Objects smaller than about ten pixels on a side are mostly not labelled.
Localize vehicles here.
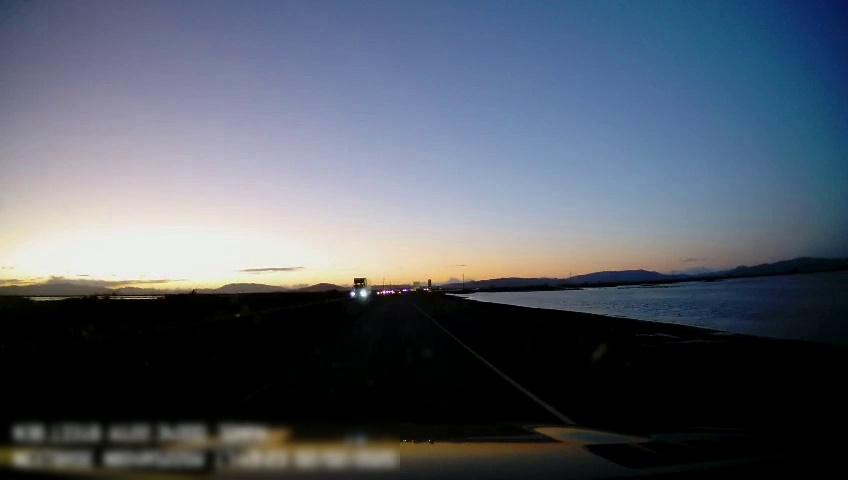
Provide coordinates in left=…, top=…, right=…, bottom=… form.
left=391, top=288, right=402, bottom=296
left=350, top=277, right=372, bottom=299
